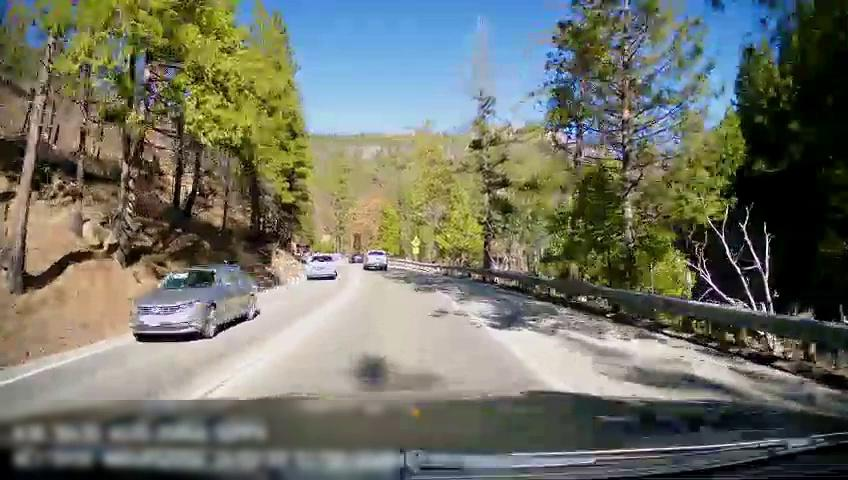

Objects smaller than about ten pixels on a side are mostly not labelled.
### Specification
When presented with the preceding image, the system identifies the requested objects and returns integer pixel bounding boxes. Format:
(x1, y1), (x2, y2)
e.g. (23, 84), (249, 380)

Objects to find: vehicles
(129, 264), (260, 342)
(303, 254), (340, 281)
(351, 255), (362, 264)
(363, 249), (389, 270)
